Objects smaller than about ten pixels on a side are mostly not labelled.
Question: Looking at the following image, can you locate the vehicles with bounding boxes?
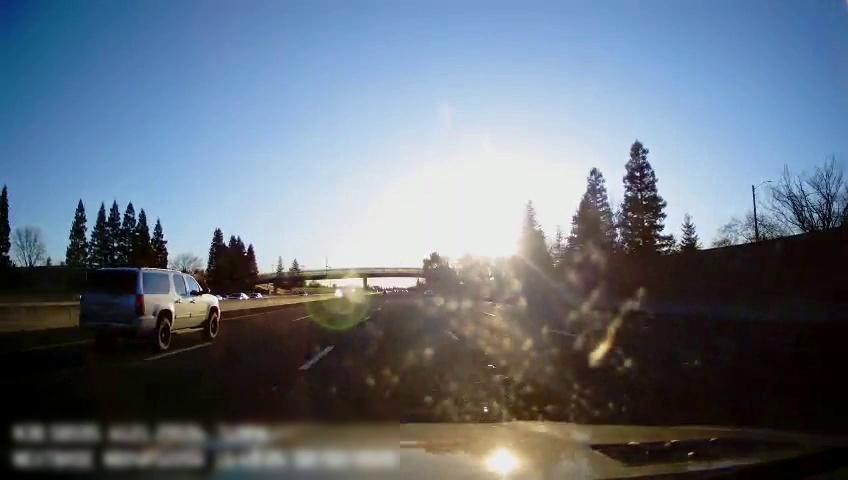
[79,266,221,354]
[214,292,230,301]
[422,289,434,298]
[228,292,250,301]
[249,292,263,300]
